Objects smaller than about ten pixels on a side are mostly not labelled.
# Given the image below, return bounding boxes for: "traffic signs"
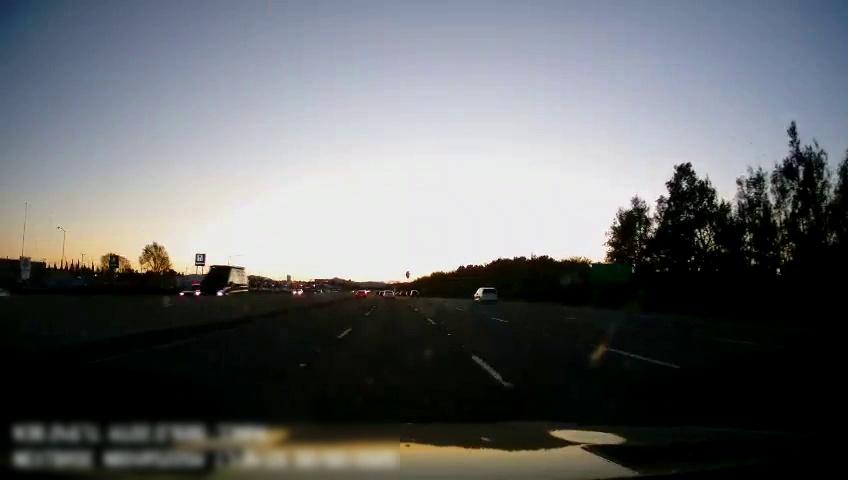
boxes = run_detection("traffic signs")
[590,264,632,284]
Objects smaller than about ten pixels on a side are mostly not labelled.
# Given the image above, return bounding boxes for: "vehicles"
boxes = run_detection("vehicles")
[473,287,498,304]
[292,289,304,296]
[356,290,368,299]
[383,290,395,300]
[0,288,11,298]
[409,290,419,298]
[199,266,250,297]
[179,283,202,297]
